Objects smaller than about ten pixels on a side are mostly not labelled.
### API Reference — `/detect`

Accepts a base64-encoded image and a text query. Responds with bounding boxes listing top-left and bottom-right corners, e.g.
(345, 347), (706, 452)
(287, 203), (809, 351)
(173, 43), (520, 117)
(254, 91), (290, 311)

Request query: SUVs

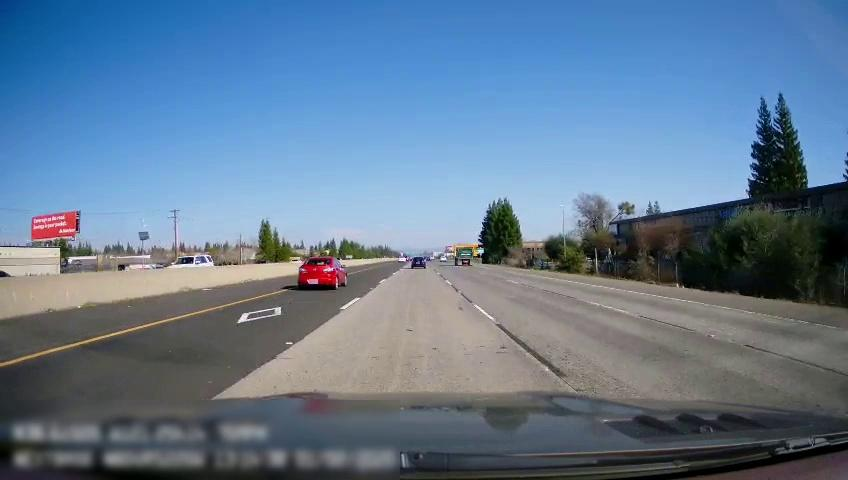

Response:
(167, 254), (216, 269)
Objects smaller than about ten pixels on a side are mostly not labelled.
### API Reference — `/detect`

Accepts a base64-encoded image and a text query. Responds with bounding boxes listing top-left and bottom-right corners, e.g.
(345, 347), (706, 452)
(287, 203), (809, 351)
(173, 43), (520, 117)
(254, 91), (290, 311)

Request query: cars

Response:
(296, 256), (348, 290)
(409, 256), (426, 269)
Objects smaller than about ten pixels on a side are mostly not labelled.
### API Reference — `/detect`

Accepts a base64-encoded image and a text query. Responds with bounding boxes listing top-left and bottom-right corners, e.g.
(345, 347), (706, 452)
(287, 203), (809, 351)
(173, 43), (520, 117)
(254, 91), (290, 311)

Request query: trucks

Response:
(454, 246), (474, 267)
